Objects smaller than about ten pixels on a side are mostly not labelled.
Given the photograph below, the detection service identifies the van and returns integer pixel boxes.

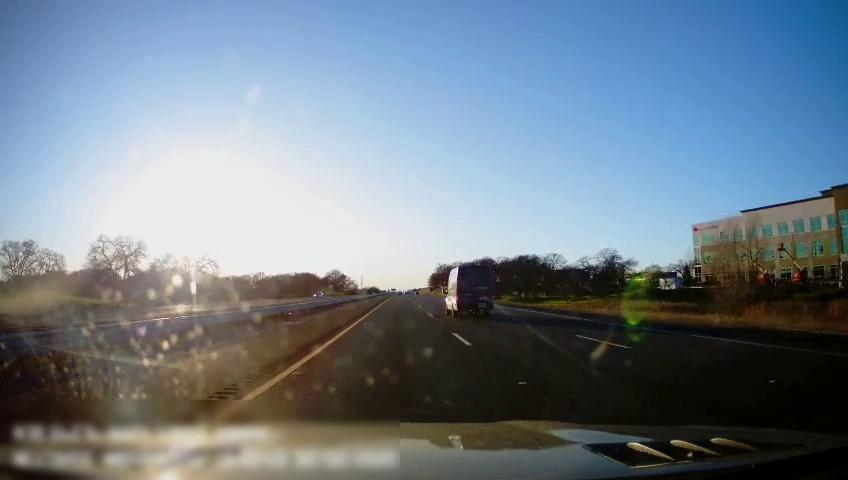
[442,263,495,317]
